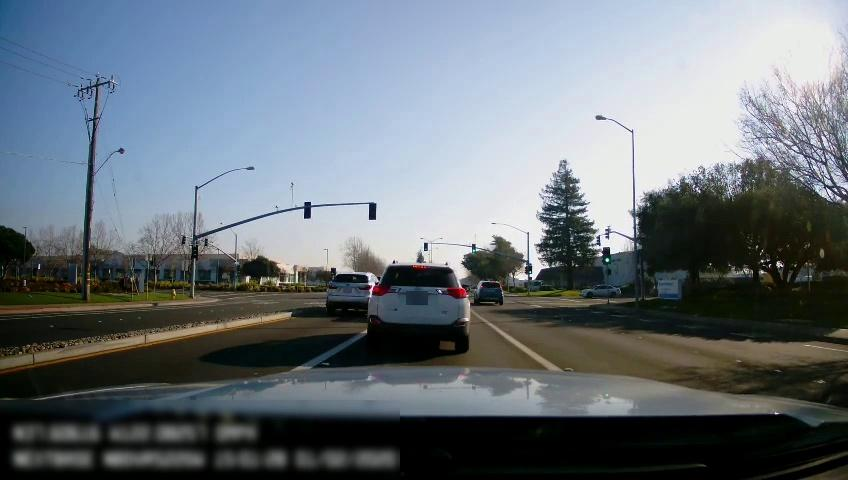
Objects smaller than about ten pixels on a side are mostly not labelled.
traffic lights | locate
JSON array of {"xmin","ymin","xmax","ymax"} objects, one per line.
[
  {"xmin": 193, "ymin": 245, "xmax": 199, "ymax": 261},
  {"xmin": 601, "ymin": 246, "xmax": 612, "ymax": 265},
  {"xmin": 471, "ymin": 243, "xmax": 477, "ymax": 254},
  {"xmin": 304, "ymin": 201, "xmax": 312, "ymax": 220},
  {"xmin": 527, "ymin": 264, "xmax": 533, "ymax": 275},
  {"xmin": 595, "ymin": 233, "xmax": 602, "ymax": 248},
  {"xmin": 368, "ymin": 202, "xmax": 377, "ymax": 222},
  {"xmin": 604, "ymin": 226, "xmax": 611, "ymax": 241}
]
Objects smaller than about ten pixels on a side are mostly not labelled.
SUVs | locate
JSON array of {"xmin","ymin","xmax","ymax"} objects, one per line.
[
  {"xmin": 325, "ymin": 271, "xmax": 379, "ymax": 314},
  {"xmin": 472, "ymin": 280, "xmax": 504, "ymax": 305},
  {"xmin": 365, "ymin": 259, "xmax": 470, "ymax": 354}
]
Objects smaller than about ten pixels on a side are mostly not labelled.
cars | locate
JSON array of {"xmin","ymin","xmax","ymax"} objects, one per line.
[{"xmin": 579, "ymin": 283, "xmax": 622, "ymax": 300}]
